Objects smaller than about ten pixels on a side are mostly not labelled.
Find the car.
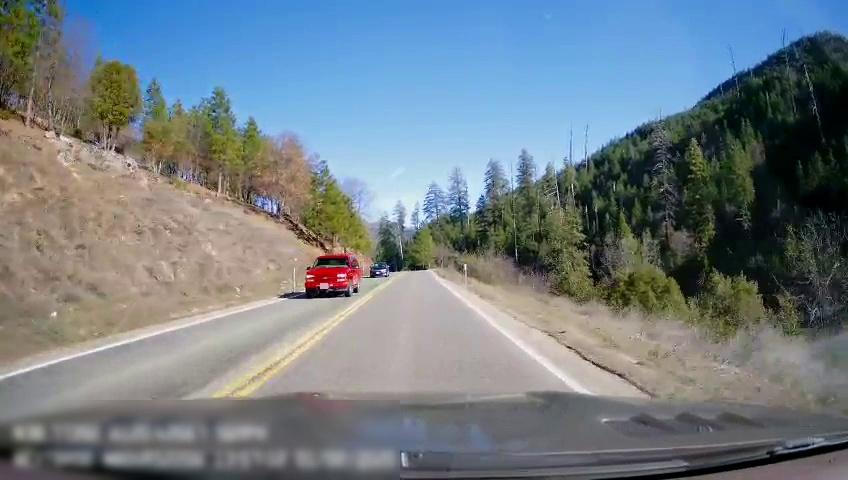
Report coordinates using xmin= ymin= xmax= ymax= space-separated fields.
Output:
xmin=369 ymin=264 xmax=390 ymax=278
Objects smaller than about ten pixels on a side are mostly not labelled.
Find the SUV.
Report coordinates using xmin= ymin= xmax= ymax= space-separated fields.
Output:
xmin=303 ymin=253 xmax=362 ymax=298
